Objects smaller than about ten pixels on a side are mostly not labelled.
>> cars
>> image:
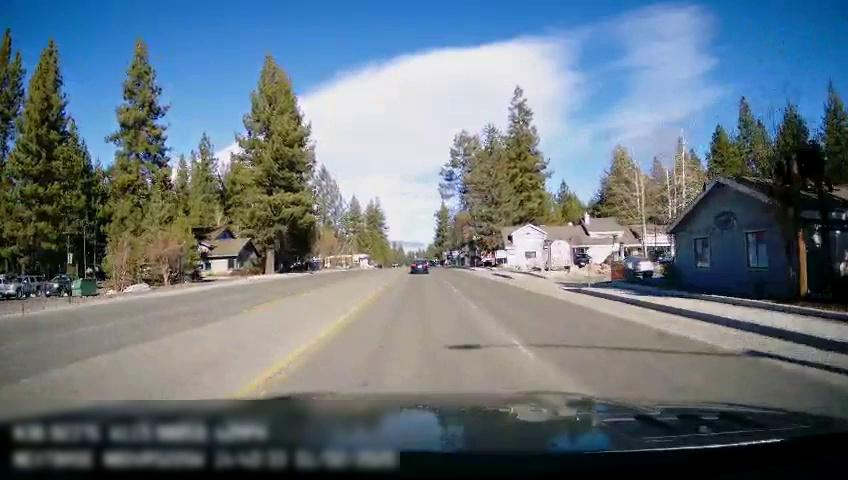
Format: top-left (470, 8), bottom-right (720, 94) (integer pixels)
top-left (411, 260), bottom-right (429, 274)
top-left (45, 277), bottom-right (74, 297)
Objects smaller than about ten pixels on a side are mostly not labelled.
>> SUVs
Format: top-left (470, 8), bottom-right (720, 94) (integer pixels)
top-left (575, 252), bottom-right (592, 266)
top-left (0, 274), bottom-right (41, 300)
